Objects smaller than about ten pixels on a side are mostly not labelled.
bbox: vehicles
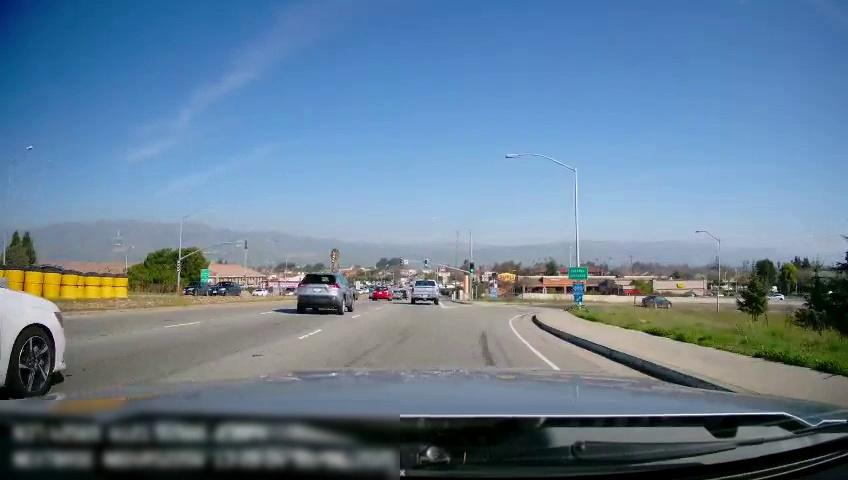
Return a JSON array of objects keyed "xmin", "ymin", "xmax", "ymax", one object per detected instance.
[
  {"xmin": 0, "ymin": 287, "xmax": 67, "ymax": 401},
  {"xmin": 408, "ymin": 279, "xmax": 439, "ymax": 305},
  {"xmin": 372, "ymin": 286, "xmax": 392, "ymax": 301},
  {"xmin": 392, "ymin": 289, "xmax": 403, "ymax": 300},
  {"xmin": 297, "ymin": 272, "xmax": 355, "ymax": 316},
  {"xmin": 207, "ymin": 281, "xmax": 242, "ymax": 297},
  {"xmin": 184, "ymin": 282, "xmax": 211, "ymax": 297},
  {"xmin": 640, "ymin": 294, "xmax": 673, "ymax": 309},
  {"xmin": 252, "ymin": 288, "xmax": 270, "ymax": 297}
]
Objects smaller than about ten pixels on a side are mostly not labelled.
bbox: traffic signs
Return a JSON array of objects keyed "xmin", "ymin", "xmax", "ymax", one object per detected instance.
[
  {"xmin": 573, "ymin": 283, "xmax": 585, "ymax": 302},
  {"xmin": 567, "ymin": 266, "xmax": 589, "ymax": 281}
]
